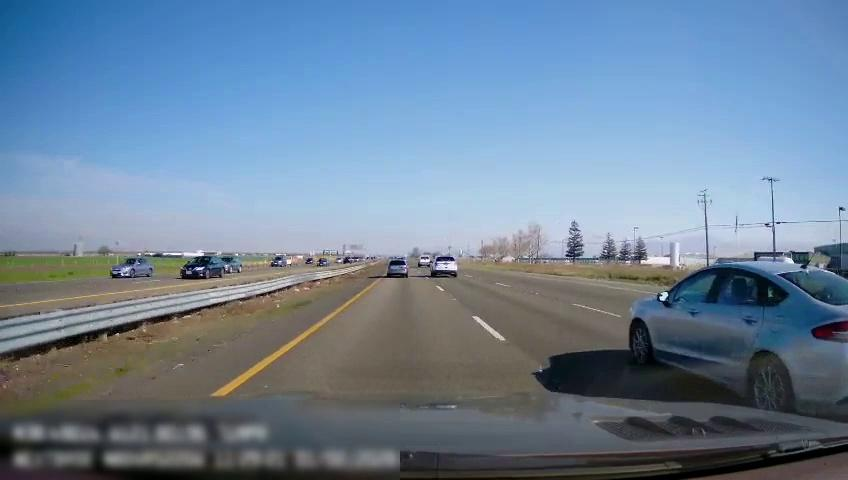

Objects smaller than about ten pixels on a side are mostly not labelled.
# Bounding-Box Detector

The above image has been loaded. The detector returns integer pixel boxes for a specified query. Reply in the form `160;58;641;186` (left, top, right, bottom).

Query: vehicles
219;256;243;274
305;257;316;265
110;258;154;279
386;258;409;278
417;256;432;268
430;257;457;277
343;256;353;265
625;261;848;424
270;255;288;267
180;256;226;279
317;257;330;267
